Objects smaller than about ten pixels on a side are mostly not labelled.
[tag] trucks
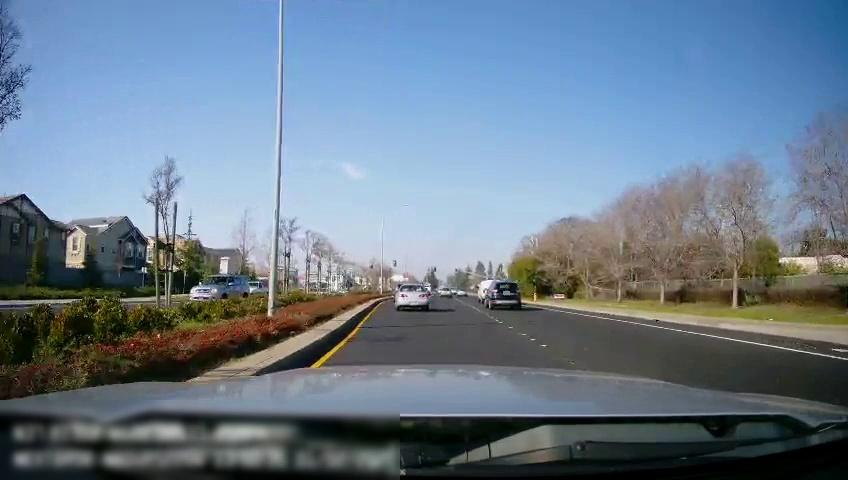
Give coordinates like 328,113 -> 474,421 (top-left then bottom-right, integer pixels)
248,280 -> 271,295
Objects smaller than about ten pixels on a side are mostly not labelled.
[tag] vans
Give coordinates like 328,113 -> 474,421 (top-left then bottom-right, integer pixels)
476,280 -> 504,304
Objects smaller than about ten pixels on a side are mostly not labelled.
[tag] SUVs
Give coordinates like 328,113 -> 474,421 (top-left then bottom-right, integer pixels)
484,280 -> 522,311
189,274 -> 251,299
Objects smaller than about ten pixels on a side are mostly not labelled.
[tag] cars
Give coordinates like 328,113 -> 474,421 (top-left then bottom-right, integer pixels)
439,286 -> 452,298
395,284 -> 429,312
